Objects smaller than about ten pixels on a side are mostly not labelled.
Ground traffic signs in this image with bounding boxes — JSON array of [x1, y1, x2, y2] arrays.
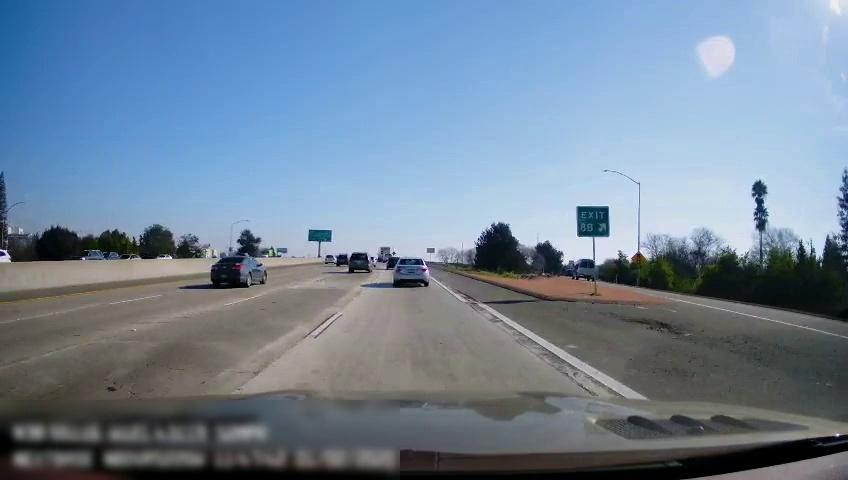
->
[[575, 206, 612, 237], [632, 251, 645, 265], [307, 229, 333, 242]]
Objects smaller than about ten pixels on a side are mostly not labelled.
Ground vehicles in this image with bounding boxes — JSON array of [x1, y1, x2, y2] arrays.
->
[[117, 254, 142, 261], [347, 251, 374, 274], [392, 255, 431, 287], [378, 245, 392, 262], [571, 259, 599, 282], [0, 250, 11, 264], [69, 250, 105, 261], [155, 254, 172, 260], [209, 256, 268, 290], [102, 251, 118, 261], [334, 253, 351, 268], [324, 253, 336, 265], [385, 256, 400, 271]]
